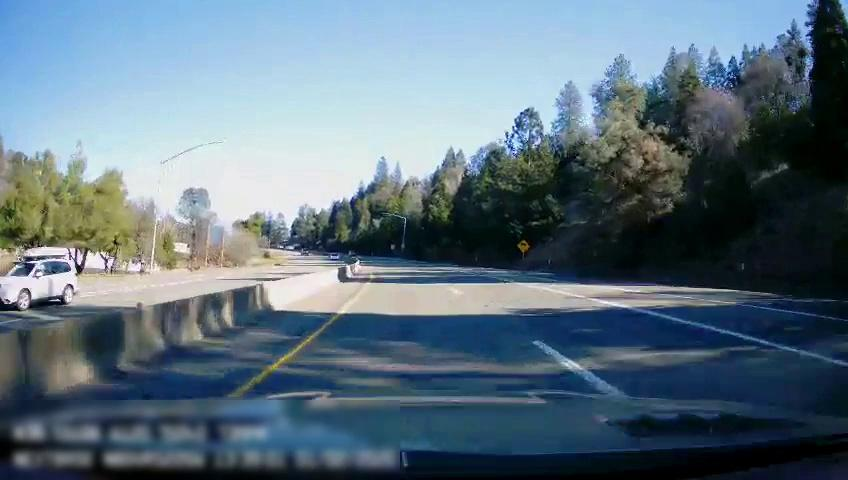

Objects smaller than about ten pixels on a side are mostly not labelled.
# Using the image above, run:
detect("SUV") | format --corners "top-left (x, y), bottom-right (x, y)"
top-left (0, 247), bottom-right (80, 312)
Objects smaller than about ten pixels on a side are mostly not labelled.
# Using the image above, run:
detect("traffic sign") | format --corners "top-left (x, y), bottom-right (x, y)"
top-left (517, 239), bottom-right (532, 256)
